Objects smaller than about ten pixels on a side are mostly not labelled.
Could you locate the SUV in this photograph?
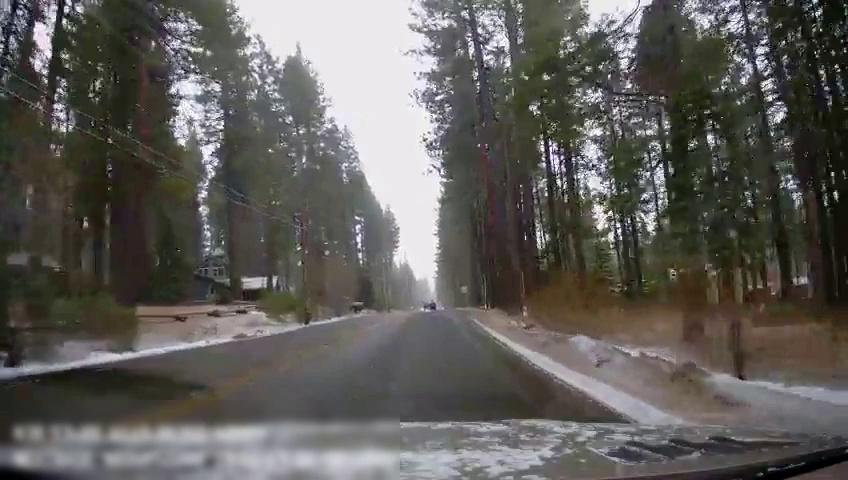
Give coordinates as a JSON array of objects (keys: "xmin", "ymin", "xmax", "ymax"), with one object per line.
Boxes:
[{"xmin": 422, "ymin": 299, "xmax": 438, "ymax": 310}]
